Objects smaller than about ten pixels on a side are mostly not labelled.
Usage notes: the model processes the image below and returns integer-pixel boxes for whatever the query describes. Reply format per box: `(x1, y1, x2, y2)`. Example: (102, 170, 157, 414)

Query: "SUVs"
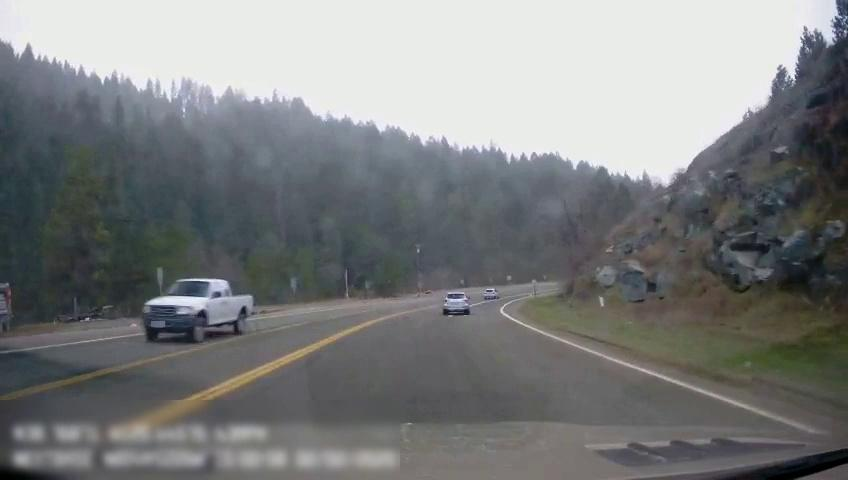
(484, 288, 500, 299)
(443, 292, 471, 315)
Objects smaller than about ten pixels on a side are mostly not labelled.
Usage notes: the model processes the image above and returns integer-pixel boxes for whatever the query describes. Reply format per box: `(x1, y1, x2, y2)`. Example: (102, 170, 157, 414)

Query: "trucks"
(141, 279, 254, 343)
